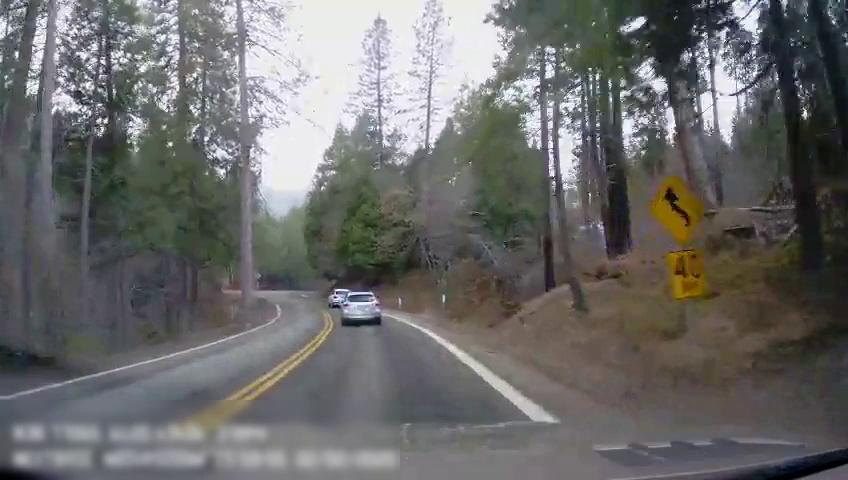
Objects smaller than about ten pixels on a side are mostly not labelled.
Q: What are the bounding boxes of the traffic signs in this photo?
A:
[667,249,706,300]
[649,175,703,246]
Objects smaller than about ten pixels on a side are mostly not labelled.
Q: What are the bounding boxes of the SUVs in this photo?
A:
[340,292,381,326]
[328,289,352,308]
